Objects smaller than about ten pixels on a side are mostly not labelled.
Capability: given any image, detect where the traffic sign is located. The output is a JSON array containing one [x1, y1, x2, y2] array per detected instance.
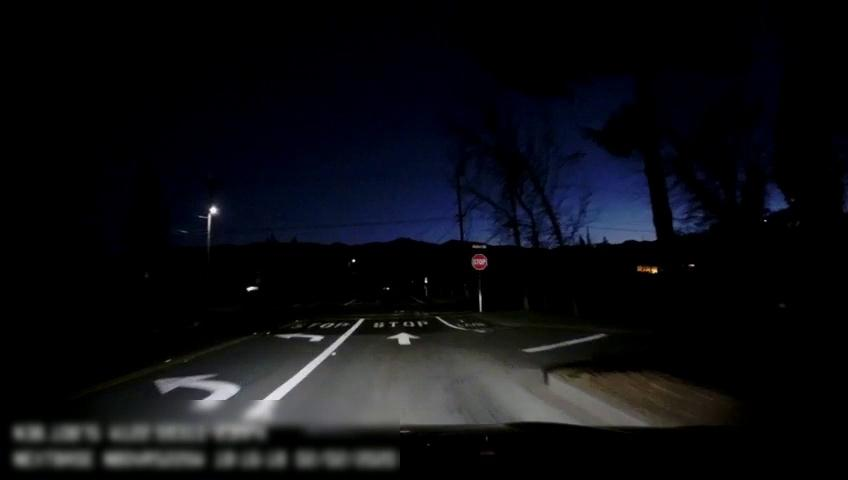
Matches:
[[471, 253, 488, 272]]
